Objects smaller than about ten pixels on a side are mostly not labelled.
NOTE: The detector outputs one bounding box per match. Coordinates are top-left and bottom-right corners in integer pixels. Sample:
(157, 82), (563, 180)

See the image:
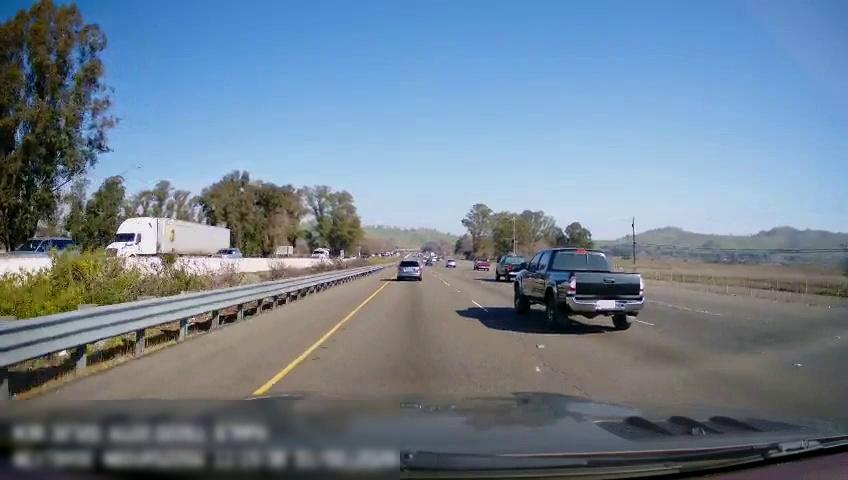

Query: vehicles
(104, 216), (232, 257)
(445, 258), (457, 268)
(512, 246), (647, 332)
(495, 254), (530, 282)
(311, 247), (331, 259)
(10, 236), (82, 259)
(397, 258), (423, 280)
(211, 247), (243, 259)
(473, 256), (490, 272)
